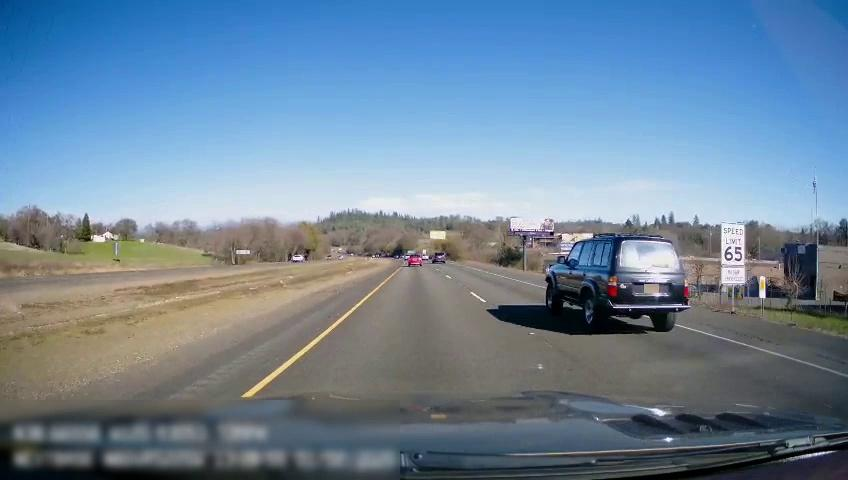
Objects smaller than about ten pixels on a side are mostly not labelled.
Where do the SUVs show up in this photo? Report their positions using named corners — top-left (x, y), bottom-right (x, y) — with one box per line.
top-left (407, 253), bottom-right (424, 267)
top-left (292, 254), bottom-right (304, 263)
top-left (432, 251), bottom-right (446, 263)
top-left (544, 236), bottom-right (691, 333)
